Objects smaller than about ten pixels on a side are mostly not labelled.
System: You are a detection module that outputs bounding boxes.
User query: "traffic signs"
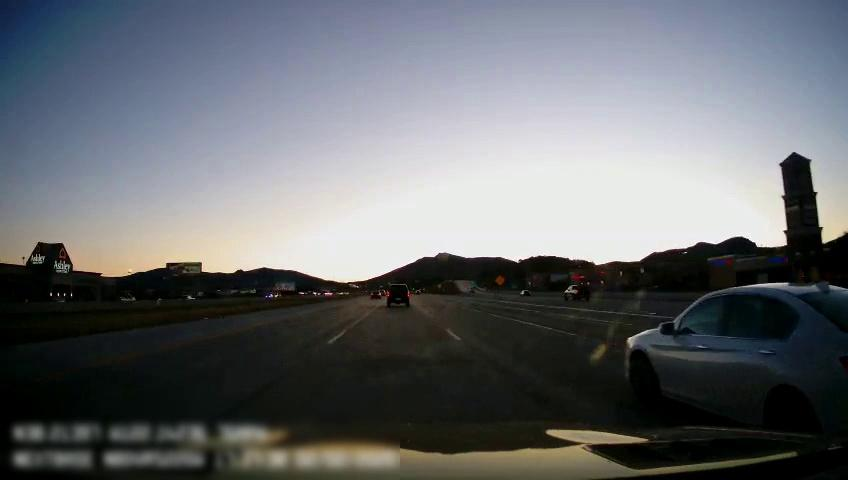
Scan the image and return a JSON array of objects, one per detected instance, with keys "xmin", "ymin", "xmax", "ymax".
[{"xmin": 495, "ymin": 275, "xmax": 505, "ymax": 286}]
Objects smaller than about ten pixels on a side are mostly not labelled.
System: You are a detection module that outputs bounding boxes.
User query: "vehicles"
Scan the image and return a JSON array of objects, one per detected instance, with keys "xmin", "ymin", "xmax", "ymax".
[
  {"xmin": 563, "ymin": 284, "xmax": 591, "ymax": 302},
  {"xmin": 370, "ymin": 290, "xmax": 382, "ymax": 300},
  {"xmin": 623, "ymin": 283, "xmax": 848, "ymax": 435},
  {"xmin": 519, "ymin": 289, "xmax": 532, "ymax": 297},
  {"xmin": 178, "ymin": 294, "xmax": 196, "ymax": 300},
  {"xmin": 386, "ymin": 283, "xmax": 410, "ymax": 307},
  {"xmin": 264, "ymin": 293, "xmax": 274, "ymax": 299}
]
